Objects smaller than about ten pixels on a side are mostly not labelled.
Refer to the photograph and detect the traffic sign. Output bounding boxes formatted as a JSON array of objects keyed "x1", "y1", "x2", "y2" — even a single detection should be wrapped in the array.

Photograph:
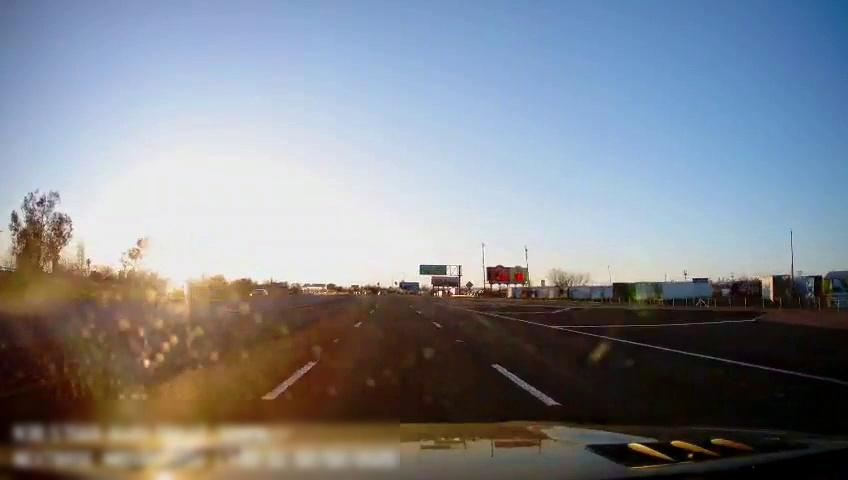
[{"x1": 419, "y1": 264, "x2": 447, "y2": 276}]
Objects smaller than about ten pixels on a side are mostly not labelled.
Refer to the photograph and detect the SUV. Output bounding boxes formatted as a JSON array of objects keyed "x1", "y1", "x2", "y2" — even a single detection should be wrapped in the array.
[{"x1": 249, "y1": 289, "x2": 269, "y2": 298}]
